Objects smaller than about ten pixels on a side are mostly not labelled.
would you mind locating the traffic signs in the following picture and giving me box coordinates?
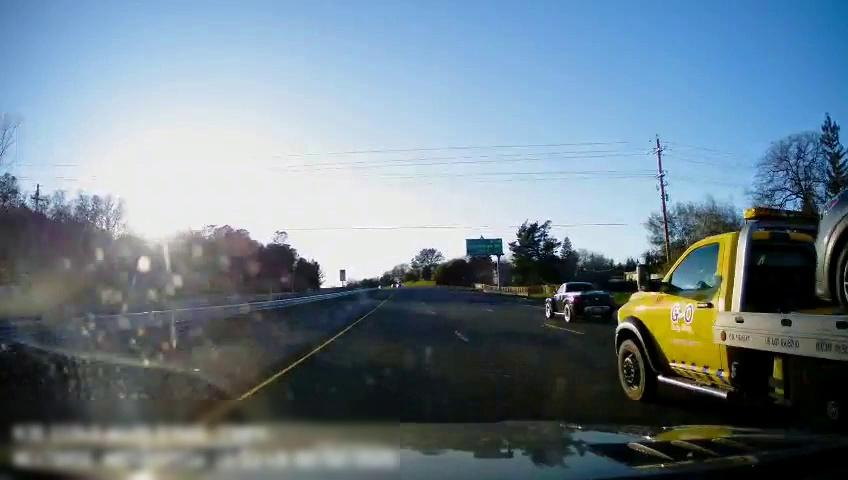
[466,238,503,256]
[339,269,346,281]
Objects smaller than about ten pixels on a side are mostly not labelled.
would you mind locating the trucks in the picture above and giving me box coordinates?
[614,186,848,435]
[545,282,616,323]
